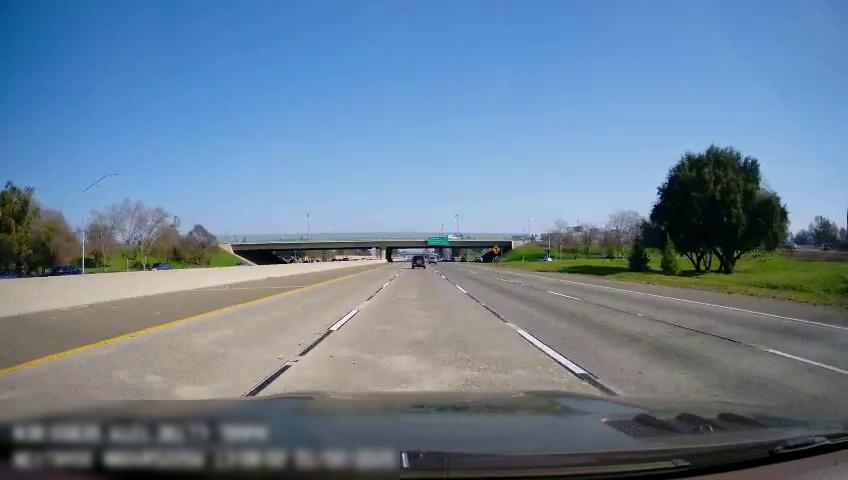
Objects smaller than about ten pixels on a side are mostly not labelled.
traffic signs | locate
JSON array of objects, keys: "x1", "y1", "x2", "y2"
[{"x1": 426, "y1": 235, "x2": 449, "y2": 246}]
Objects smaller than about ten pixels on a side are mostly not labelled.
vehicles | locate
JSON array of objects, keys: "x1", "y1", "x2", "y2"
[
  {"x1": 150, "y1": 263, "x2": 170, "y2": 271},
  {"x1": 38, "y1": 264, "x2": 81, "y2": 277},
  {"x1": 412, "y1": 255, "x2": 427, "y2": 269},
  {"x1": 0, "y1": 271, "x2": 19, "y2": 279}
]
